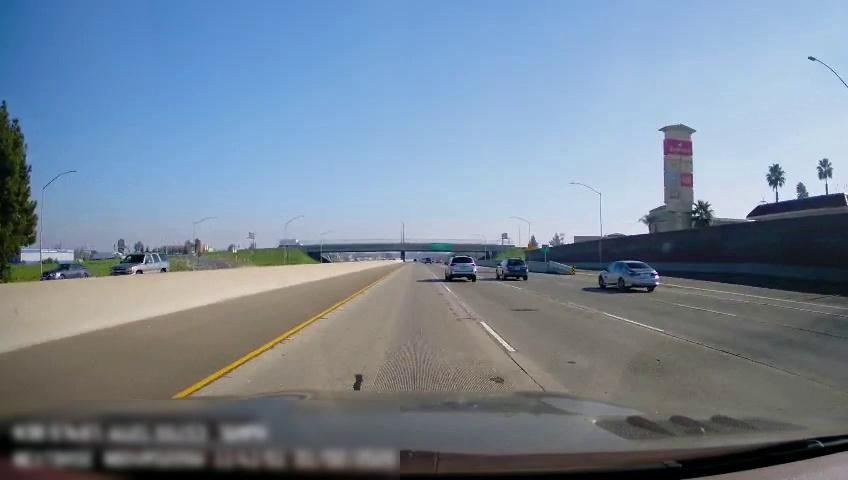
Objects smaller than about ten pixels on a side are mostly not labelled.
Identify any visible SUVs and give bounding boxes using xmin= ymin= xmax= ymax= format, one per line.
xmin=495 ymin=257 xmax=529 ymax=281
xmin=443 ymin=254 xmax=477 ymax=282
xmin=109 ymin=251 xmax=170 ymax=276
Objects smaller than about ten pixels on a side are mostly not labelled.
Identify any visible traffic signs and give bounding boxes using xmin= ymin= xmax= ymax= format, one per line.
xmin=569 ymin=264 xmax=576 ymax=275
xmin=432 ymin=243 xmax=452 ymax=252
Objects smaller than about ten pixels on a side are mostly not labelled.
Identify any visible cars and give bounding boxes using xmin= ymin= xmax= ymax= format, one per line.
xmin=40 ymin=262 xmax=91 ymax=282
xmin=597 ymin=260 xmax=660 ymax=294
